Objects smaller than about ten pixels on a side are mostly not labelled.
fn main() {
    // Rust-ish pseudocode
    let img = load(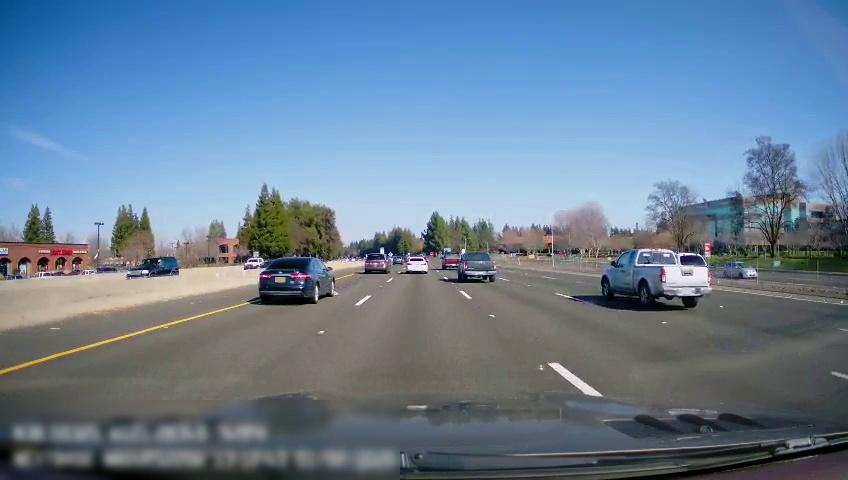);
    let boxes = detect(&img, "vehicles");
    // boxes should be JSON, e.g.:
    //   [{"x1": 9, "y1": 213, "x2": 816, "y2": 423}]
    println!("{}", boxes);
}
[
  {"x1": 243, "y1": 256, "x2": 269, "y2": 271},
  {"x1": 6, "y1": 274, "x2": 24, "y2": 280},
  {"x1": 457, "y1": 251, "x2": 497, "y2": 283},
  {"x1": 720, "y1": 262, "x2": 758, "y2": 281},
  {"x1": 440, "y1": 250, "x2": 462, "y2": 271},
  {"x1": 257, "y1": 256, "x2": 337, "y2": 305},
  {"x1": 125, "y1": 256, "x2": 179, "y2": 281},
  {"x1": 669, "y1": 252, "x2": 708, "y2": 271},
  {"x1": 406, "y1": 256, "x2": 429, "y2": 274},
  {"x1": 364, "y1": 253, "x2": 391, "y2": 275},
  {"x1": 600, "y1": 248, "x2": 713, "y2": 309}
]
